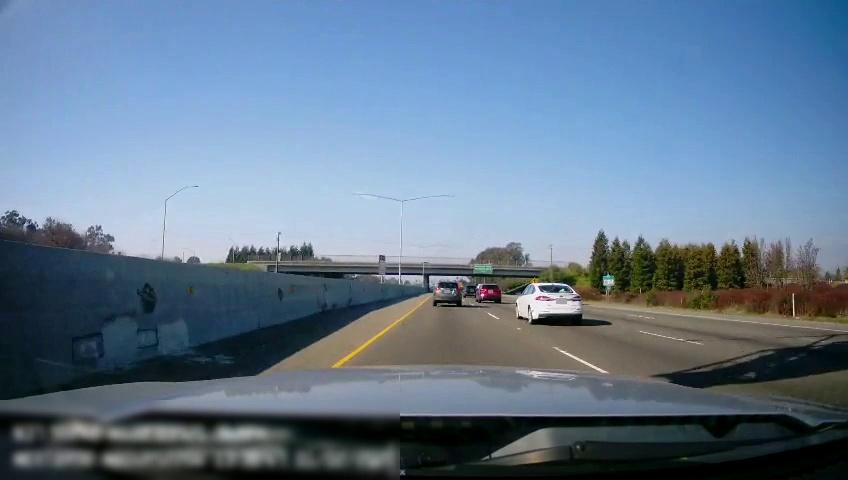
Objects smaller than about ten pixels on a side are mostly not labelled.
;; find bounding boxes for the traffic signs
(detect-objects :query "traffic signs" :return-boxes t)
[472,263,493,276]
[377,254,387,275]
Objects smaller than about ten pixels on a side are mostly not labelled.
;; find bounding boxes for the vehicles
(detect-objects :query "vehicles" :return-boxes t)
[475,284,502,304]
[514,282,584,326]
[431,279,463,308]
[463,286,477,298]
